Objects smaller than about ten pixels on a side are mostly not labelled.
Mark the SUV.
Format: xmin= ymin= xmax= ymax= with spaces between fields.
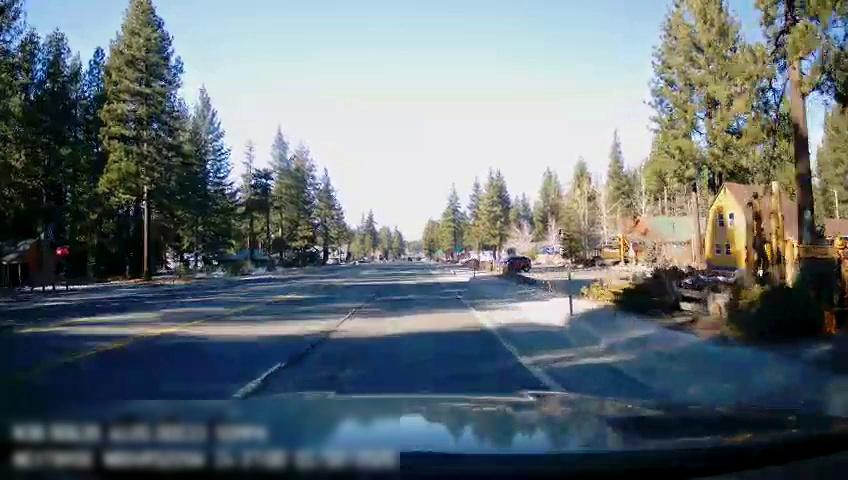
xmin=502 ymin=256 xmax=533 ymax=273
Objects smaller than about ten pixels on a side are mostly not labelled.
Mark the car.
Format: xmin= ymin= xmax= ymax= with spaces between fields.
xmin=680 ymin=270 xmax=722 ymax=293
